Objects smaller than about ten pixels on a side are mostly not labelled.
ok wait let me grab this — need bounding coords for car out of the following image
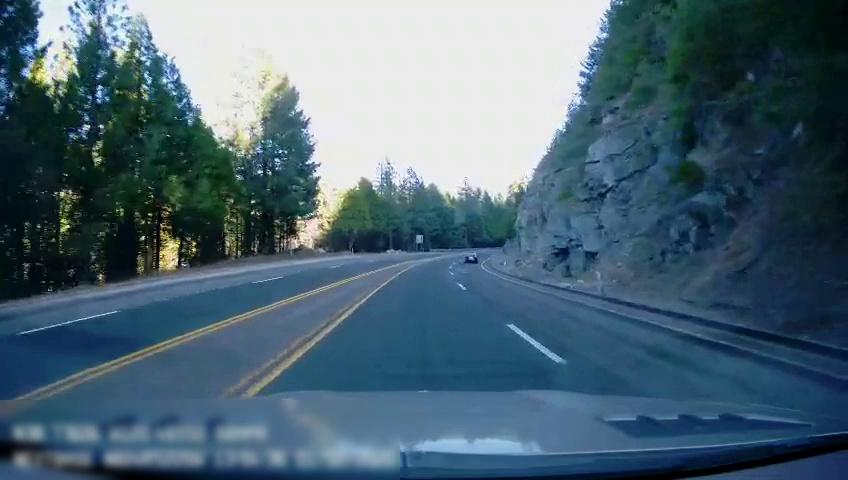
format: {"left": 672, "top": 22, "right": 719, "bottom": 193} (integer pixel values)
{"left": 464, "top": 254, "right": 478, "bottom": 264}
